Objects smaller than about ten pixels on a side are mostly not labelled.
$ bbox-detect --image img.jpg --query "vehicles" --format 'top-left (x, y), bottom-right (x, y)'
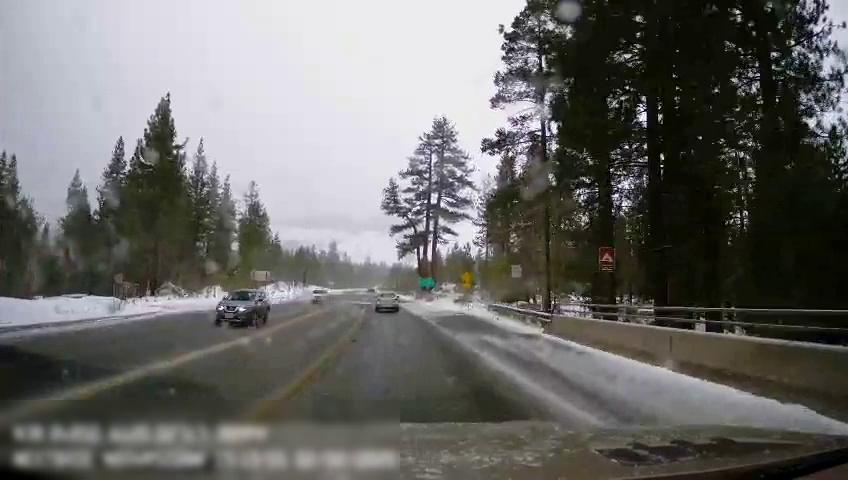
top-left (310, 288), bottom-right (331, 305)
top-left (374, 292), bottom-right (401, 312)
top-left (214, 289), bottom-right (271, 327)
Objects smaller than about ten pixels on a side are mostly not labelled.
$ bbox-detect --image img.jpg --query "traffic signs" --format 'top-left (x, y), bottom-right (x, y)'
top-left (510, 264), bottom-right (523, 279)
top-left (419, 278), bottom-right (436, 289)
top-left (599, 245), bottom-right (617, 273)
top-left (461, 271), bottom-right (472, 282)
